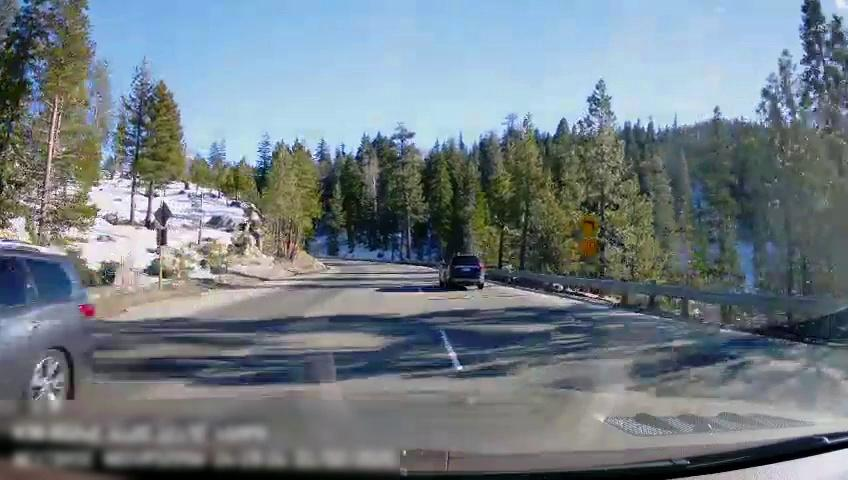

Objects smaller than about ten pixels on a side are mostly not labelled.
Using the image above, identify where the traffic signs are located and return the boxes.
[577,236,600,260]
[580,216,597,238]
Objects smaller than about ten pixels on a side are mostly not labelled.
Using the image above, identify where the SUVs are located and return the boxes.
[437,252,485,289]
[0,234,97,421]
